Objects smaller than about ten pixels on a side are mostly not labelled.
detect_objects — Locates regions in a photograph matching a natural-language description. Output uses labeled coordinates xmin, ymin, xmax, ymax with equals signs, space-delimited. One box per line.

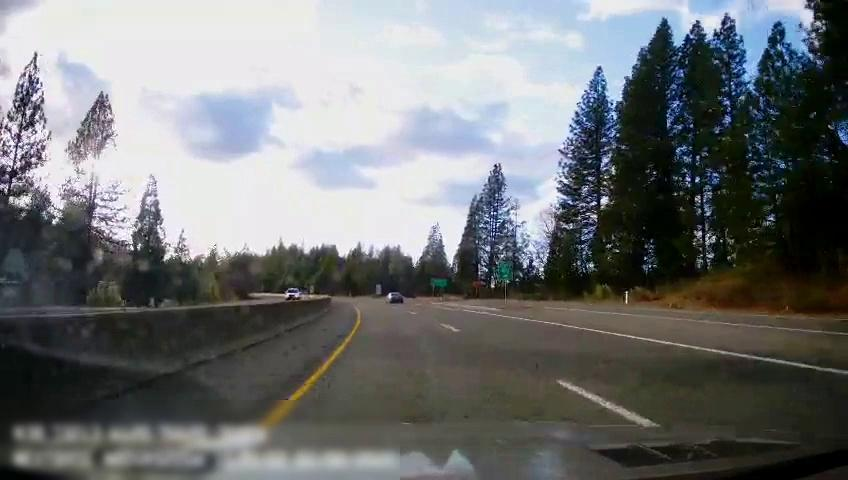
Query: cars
xmin=386 ymin=291 xmax=404 ymax=304
xmin=284 ymin=287 xmax=302 ymax=301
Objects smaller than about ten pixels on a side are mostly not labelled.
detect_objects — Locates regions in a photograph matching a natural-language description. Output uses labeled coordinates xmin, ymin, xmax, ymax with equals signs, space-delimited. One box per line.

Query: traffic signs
xmin=375 ymin=283 xmax=382 ymax=295
xmin=497 ymin=260 xmax=513 ymax=279
xmin=433 ymin=279 xmax=447 ymax=287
